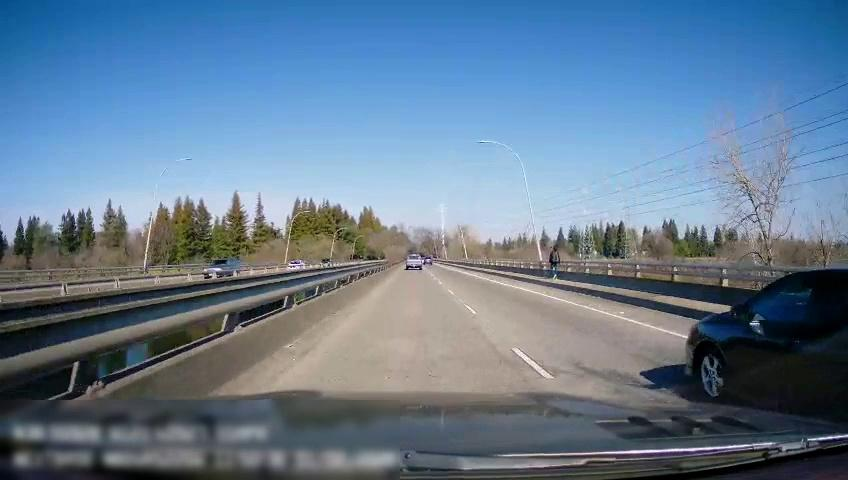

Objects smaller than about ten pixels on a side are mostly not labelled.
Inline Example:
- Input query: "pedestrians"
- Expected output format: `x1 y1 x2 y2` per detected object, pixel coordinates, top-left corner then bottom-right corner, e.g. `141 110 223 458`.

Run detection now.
549 246 560 279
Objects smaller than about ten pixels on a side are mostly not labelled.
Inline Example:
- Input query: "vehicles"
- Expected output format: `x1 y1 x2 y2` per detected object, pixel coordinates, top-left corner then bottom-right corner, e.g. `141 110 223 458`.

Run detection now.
684 267 848 417
405 255 422 271
203 258 241 280
319 256 335 267
287 259 306 271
